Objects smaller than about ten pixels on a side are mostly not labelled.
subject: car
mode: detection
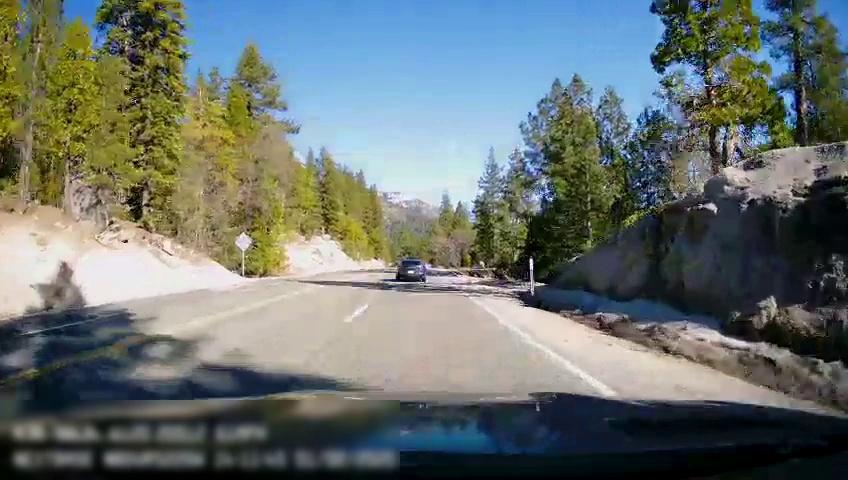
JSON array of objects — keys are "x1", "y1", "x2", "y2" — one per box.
[{"x1": 396, "y1": 259, "x2": 425, "y2": 281}]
